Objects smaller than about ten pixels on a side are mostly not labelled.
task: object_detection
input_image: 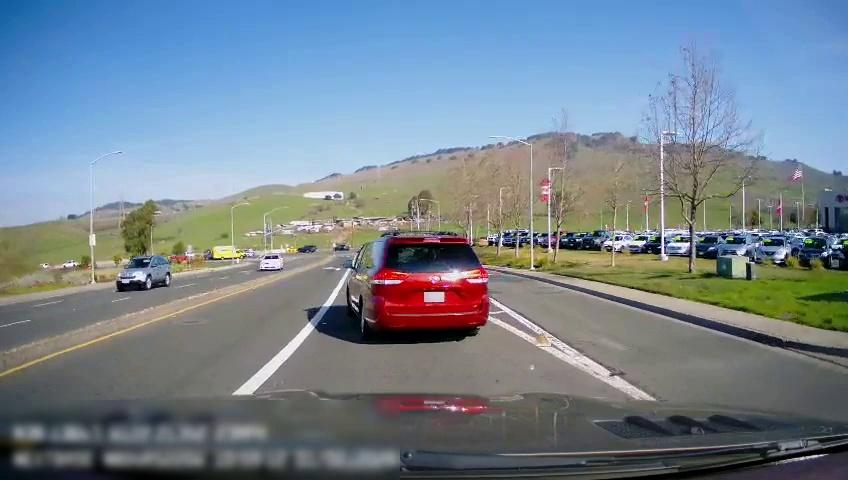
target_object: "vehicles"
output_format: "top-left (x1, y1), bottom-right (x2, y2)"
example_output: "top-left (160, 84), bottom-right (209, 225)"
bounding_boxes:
top-left (343, 230), bottom-right (491, 340)
top-left (115, 255), bottom-right (172, 292)
top-left (210, 245), bottom-right (246, 261)
top-left (297, 245), bottom-right (318, 254)
top-left (258, 254), bottom-right (285, 271)
top-left (332, 243), bottom-right (351, 251)
top-left (62, 260), bottom-right (77, 268)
